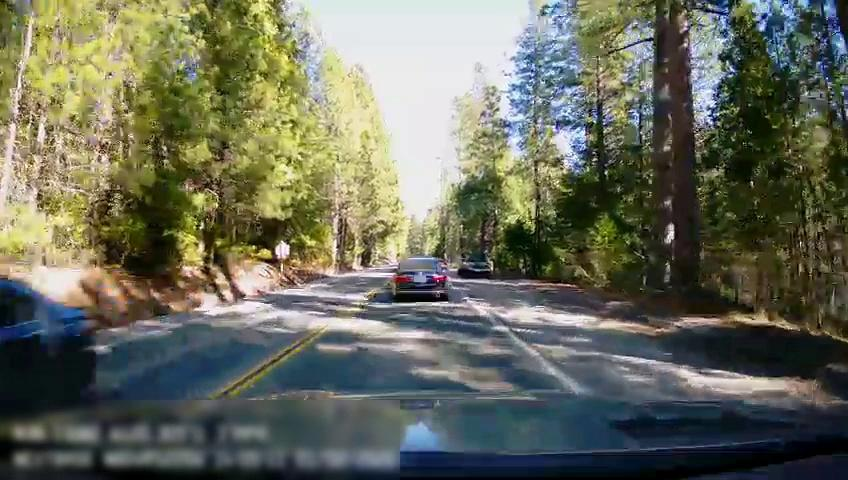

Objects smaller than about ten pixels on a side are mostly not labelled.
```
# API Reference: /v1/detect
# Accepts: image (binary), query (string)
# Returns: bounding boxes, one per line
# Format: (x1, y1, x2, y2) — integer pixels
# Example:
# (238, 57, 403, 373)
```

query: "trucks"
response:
(458, 257, 490, 278)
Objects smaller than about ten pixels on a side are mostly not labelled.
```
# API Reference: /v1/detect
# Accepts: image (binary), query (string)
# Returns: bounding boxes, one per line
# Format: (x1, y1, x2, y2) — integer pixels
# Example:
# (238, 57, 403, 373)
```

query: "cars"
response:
(0, 273, 98, 423)
(392, 257, 450, 302)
